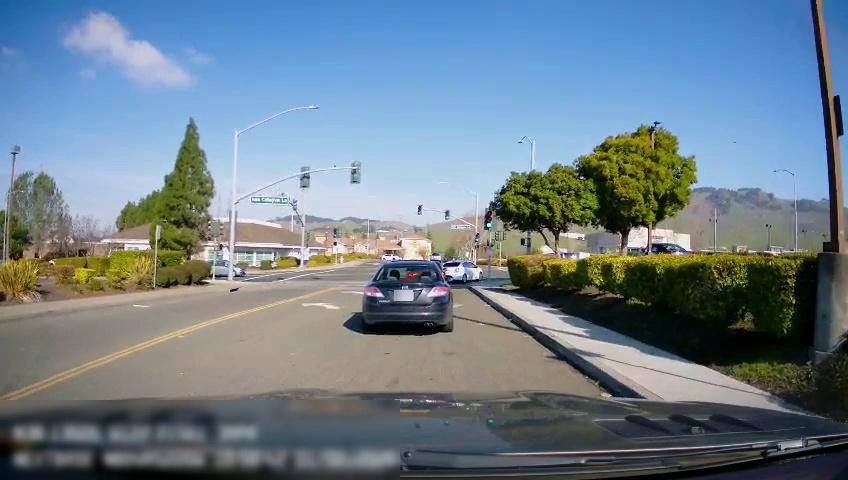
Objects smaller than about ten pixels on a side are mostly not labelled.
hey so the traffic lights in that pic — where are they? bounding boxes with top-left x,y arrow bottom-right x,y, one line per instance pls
299,165 -> 312,190
350,159 -> 362,185
228,206 -> 239,225
444,207 -> 451,221
292,199 -> 298,211
416,203 -> 423,217
473,231 -> 481,243
483,206 -> 498,231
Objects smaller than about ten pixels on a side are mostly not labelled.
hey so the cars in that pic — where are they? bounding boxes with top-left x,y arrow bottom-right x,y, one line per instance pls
440,260 -> 485,284
361,258 -> 454,334
639,242 -> 693,258
208,259 -> 246,277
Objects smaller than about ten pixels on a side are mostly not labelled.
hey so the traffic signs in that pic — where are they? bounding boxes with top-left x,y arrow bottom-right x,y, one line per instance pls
248,192 -> 289,204
154,223 -> 162,242
447,223 -> 471,232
